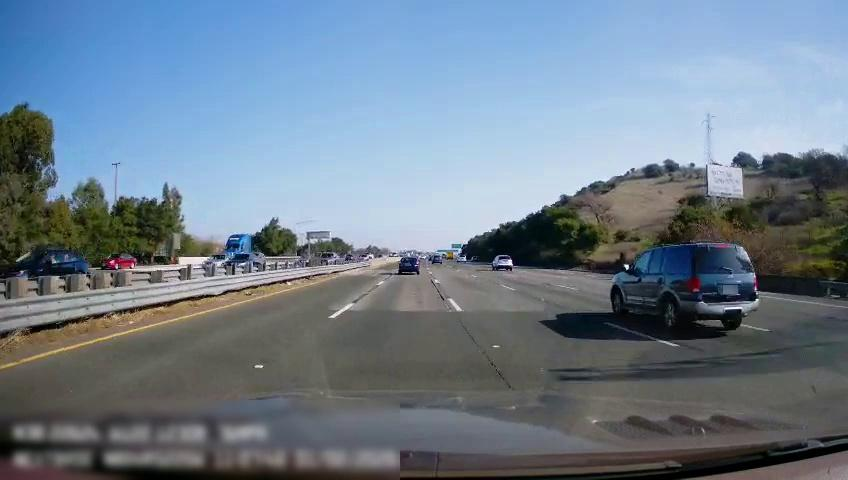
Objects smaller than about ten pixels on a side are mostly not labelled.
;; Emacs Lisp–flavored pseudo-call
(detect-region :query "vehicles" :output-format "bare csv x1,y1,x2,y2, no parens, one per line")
398,257,421,275
456,253,467,263
608,241,761,334
491,255,513,271
317,252,342,265
0,244,88,283
100,252,138,271
223,233,259,265
431,255,443,265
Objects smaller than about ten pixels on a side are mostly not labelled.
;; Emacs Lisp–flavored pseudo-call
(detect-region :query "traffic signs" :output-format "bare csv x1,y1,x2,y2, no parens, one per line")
451,243,462,248
306,230,331,239
437,249,458,253
169,233,181,250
